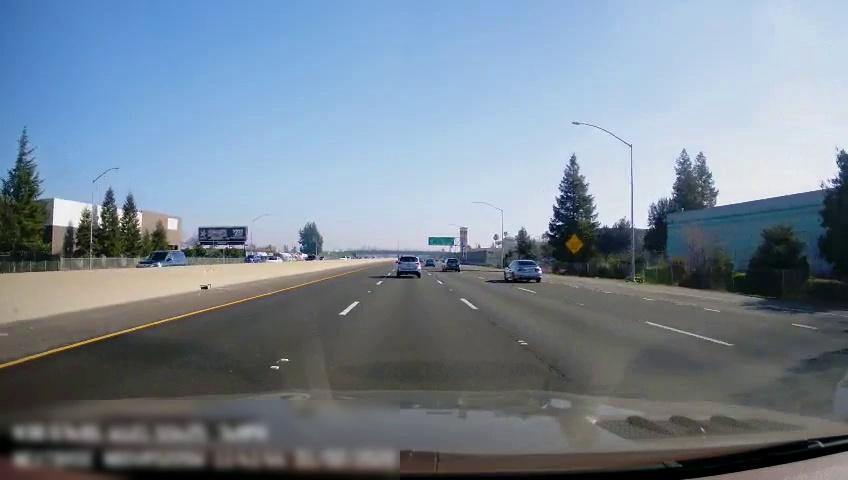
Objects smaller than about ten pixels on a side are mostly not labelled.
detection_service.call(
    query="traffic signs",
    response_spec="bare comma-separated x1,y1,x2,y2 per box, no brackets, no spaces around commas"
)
427,236,455,246
566,233,584,256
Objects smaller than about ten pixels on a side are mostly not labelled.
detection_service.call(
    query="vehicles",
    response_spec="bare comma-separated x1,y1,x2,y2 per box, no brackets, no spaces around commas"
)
441,257,461,272
136,250,189,269
503,259,543,283
424,259,435,267
242,254,262,264
395,256,421,278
